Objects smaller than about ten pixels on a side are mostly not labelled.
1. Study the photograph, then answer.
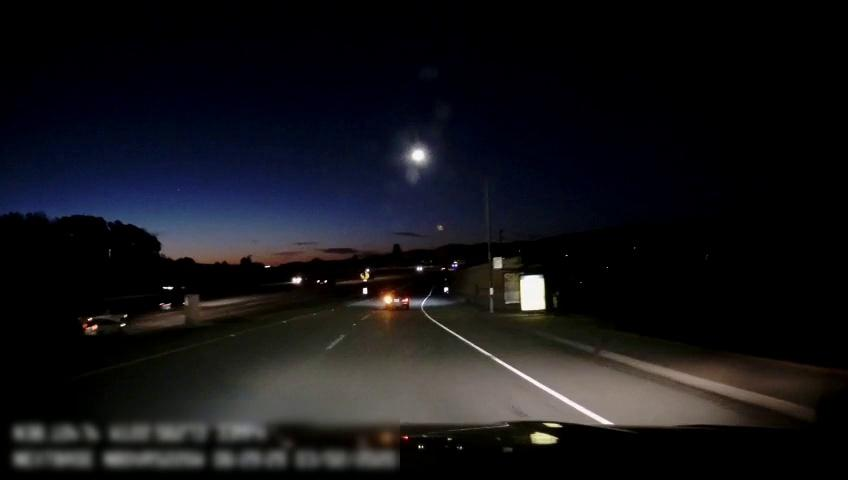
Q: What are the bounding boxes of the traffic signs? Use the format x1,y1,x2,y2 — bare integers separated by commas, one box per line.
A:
359,271,371,283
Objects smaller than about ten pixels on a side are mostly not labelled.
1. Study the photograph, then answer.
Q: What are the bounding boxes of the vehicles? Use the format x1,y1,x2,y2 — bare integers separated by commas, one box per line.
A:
383,289,412,311
81,318,123,337
157,298,180,314
315,275,335,288
78,309,128,325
